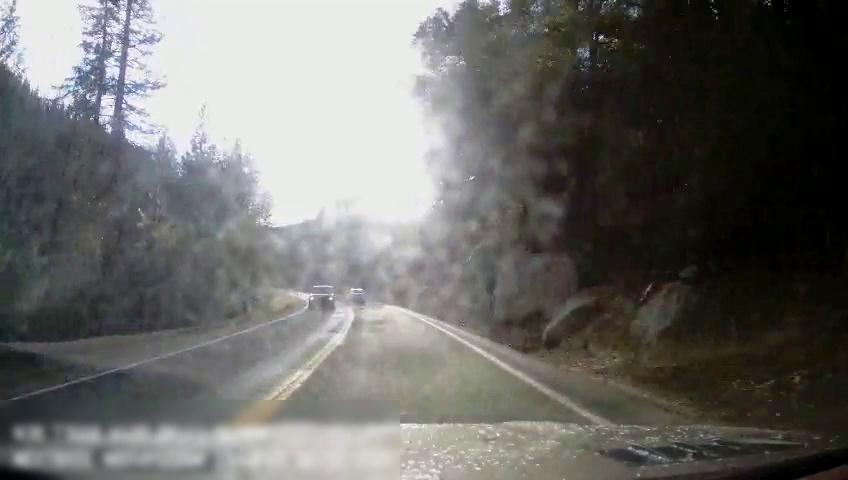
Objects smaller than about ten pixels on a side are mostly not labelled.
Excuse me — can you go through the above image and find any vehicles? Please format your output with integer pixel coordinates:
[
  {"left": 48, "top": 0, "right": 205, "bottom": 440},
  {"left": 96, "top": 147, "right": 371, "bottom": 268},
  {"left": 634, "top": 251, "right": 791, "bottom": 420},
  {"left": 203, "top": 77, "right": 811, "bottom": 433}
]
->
[
  {"left": 348, "top": 287, "right": 365, "bottom": 305},
  {"left": 308, "top": 285, "right": 337, "bottom": 311}
]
